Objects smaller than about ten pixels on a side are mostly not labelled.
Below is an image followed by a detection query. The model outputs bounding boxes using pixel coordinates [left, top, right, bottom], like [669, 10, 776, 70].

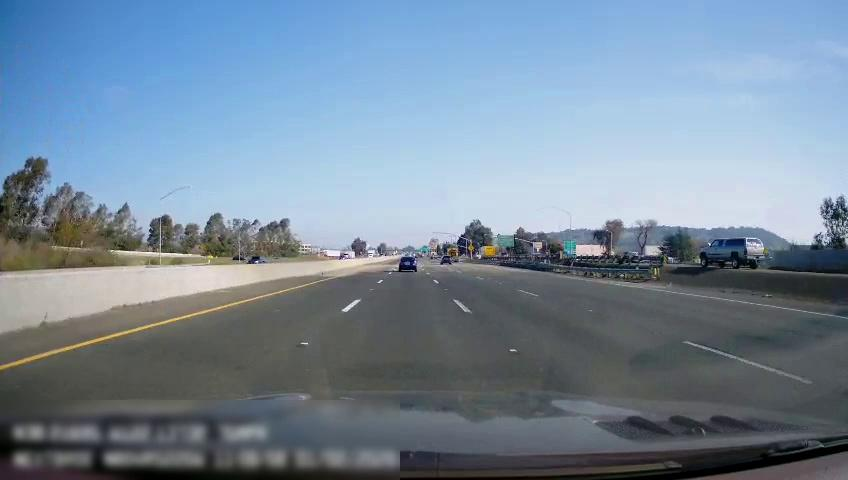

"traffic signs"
[563, 240, 576, 255]
[493, 235, 514, 247]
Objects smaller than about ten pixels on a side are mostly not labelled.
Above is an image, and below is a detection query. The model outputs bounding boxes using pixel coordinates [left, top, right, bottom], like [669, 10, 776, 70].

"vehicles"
[245, 255, 268, 265]
[446, 247, 460, 263]
[398, 256, 417, 272]
[699, 237, 766, 269]
[440, 256, 452, 265]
